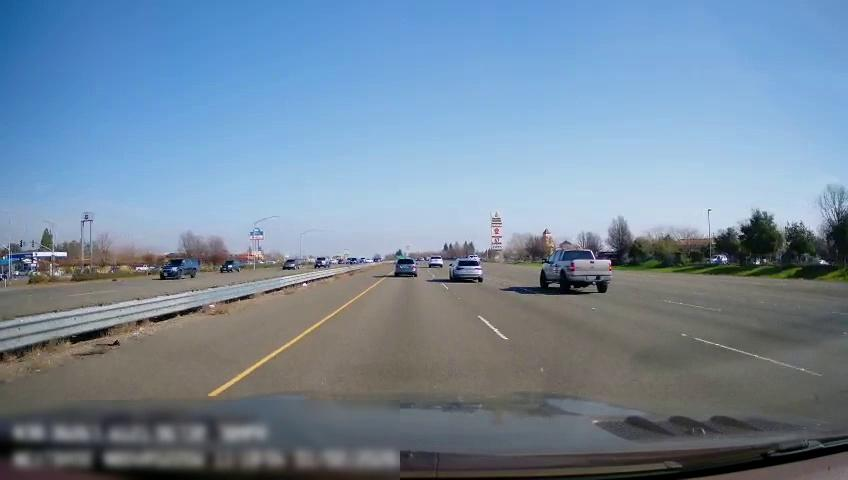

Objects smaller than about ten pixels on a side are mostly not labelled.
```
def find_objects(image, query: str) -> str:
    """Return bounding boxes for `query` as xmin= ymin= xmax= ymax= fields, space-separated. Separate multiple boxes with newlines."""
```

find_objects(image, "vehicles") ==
xmin=159 ymin=258 xmax=199 ymax=280
xmin=314 ymin=257 xmax=331 ymax=269
xmin=392 ymin=258 xmax=419 ymax=278
xmin=448 ymin=258 xmax=484 ymax=283
xmin=467 ymin=255 xmax=480 ymax=259
xmin=219 ymin=260 xmax=241 ymax=273
xmin=429 ymin=255 xmax=444 ymax=268
xmin=282 ymin=259 xmax=301 ymax=270
xmin=538 ymin=248 xmax=613 ymax=293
